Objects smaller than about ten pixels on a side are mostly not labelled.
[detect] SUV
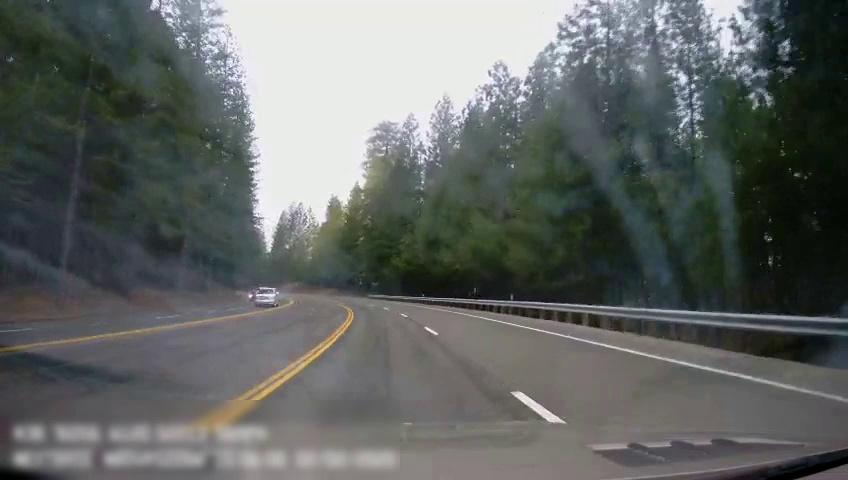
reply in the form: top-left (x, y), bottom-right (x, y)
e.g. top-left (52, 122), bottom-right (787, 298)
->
top-left (254, 287), bottom-right (279, 307)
